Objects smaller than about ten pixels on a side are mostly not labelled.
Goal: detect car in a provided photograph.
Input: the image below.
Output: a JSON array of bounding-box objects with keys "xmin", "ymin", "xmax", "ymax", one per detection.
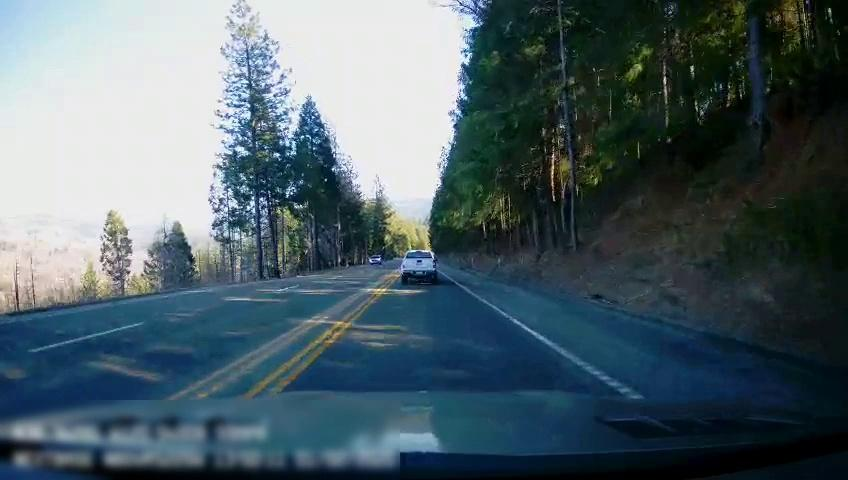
[{"xmin": 368, "ymin": 254, "xmax": 383, "ymax": 266}]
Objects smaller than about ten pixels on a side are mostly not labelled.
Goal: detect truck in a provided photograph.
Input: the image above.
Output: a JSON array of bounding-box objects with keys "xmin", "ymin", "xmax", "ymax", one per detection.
[{"xmin": 399, "ymin": 249, "xmax": 438, "ymax": 285}]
